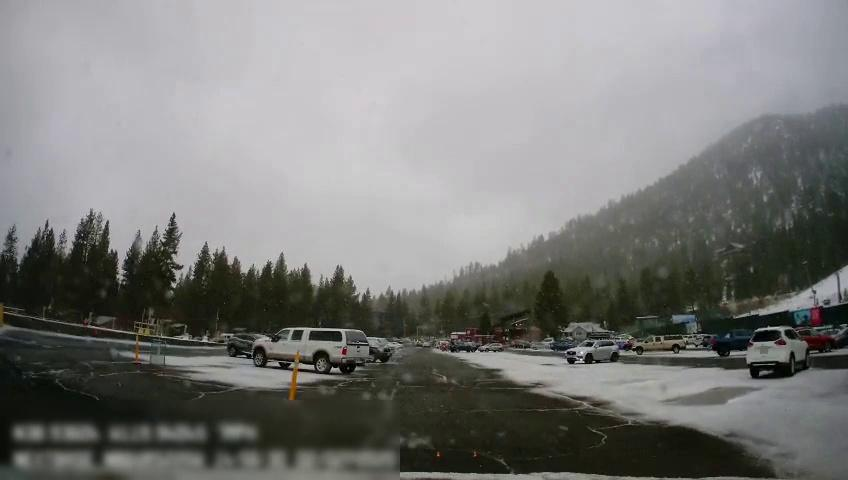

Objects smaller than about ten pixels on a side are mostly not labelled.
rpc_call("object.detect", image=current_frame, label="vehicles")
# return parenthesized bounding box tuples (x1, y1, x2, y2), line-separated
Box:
(799, 327, 836, 353)
(711, 330, 754, 357)
(366, 337, 393, 364)
(478, 342, 504, 352)
(565, 339, 620, 365)
(449, 339, 476, 352)
(250, 327, 371, 376)
(745, 325, 811, 380)
(632, 335, 686, 356)
(225, 333, 263, 360)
